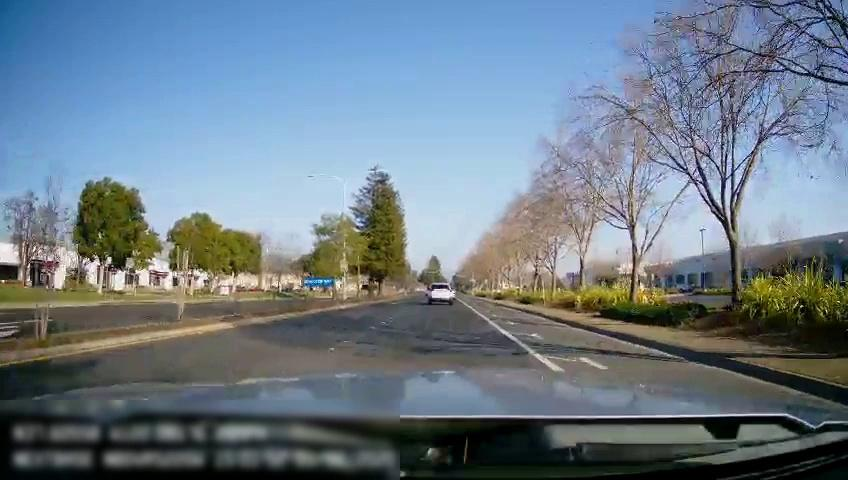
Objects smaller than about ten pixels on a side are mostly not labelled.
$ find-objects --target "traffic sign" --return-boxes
[339,262,349,273]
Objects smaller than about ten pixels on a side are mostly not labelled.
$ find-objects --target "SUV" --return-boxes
[426,282,454,305]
